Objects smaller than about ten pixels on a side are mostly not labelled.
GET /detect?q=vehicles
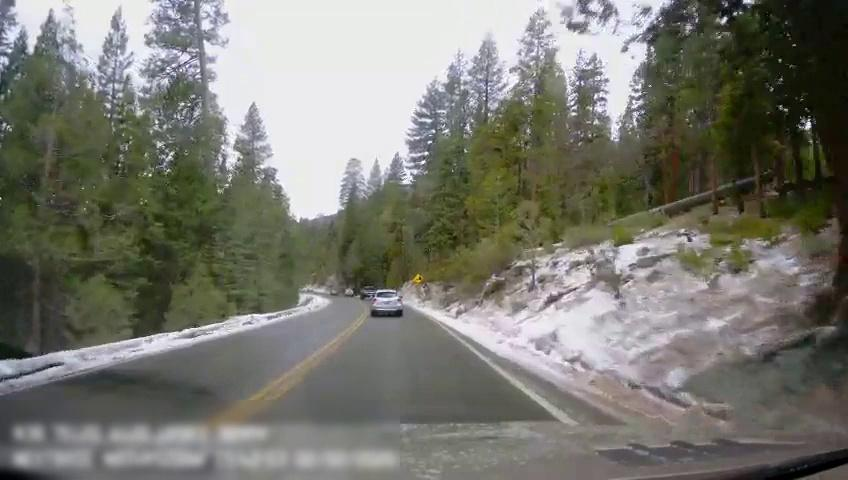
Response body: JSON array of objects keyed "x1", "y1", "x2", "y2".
[
  {"x1": 360, "y1": 286, "x2": 375, "y2": 300},
  {"x1": 343, "y1": 287, "x2": 355, "y2": 297},
  {"x1": 371, "y1": 289, "x2": 403, "y2": 318}
]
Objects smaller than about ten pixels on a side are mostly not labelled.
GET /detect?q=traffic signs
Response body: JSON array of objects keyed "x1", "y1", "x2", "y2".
[{"x1": 412, "y1": 271, "x2": 425, "y2": 286}]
